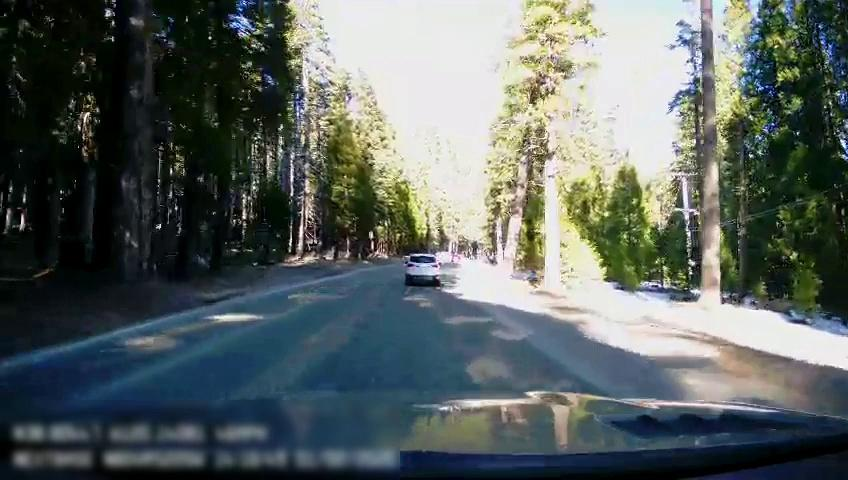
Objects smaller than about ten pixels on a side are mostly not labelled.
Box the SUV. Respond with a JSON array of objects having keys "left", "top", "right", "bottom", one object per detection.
[{"left": 404, "top": 253, "right": 441, "bottom": 287}]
